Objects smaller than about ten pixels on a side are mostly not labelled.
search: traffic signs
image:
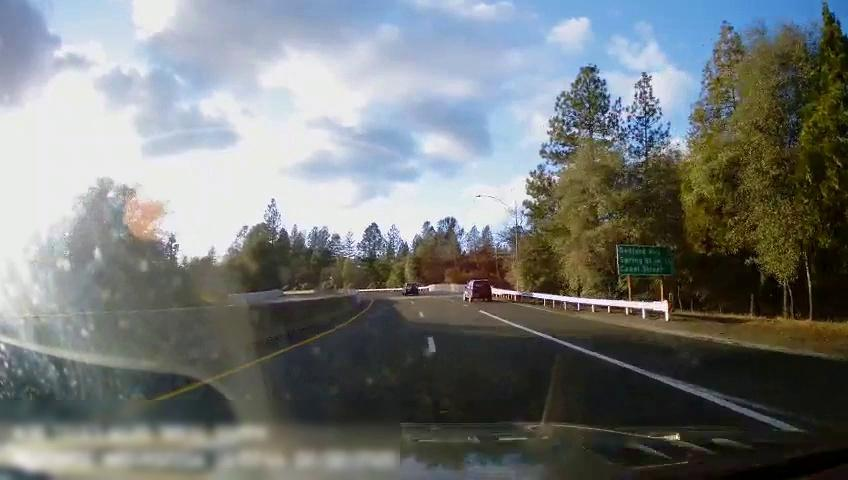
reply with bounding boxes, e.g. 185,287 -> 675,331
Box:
615,243 -> 674,277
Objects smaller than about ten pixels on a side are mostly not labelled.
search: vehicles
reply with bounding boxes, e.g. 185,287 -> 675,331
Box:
463,279 -> 493,303
402,283 -> 419,297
